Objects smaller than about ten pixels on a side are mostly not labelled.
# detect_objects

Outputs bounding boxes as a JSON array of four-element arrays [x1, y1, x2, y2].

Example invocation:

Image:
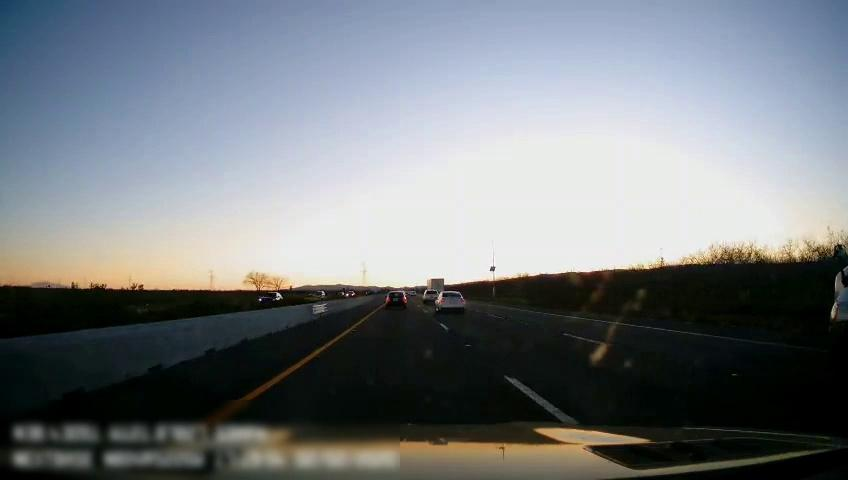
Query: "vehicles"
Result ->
[[258, 291, 284, 304], [435, 290, 466, 314], [826, 263, 848, 379], [426, 278, 445, 292], [422, 289, 440, 305], [385, 290, 408, 310], [312, 290, 326, 299]]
